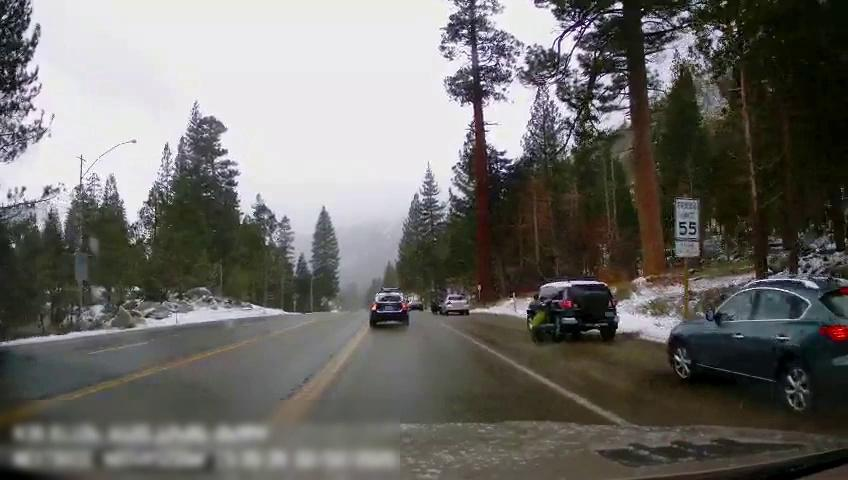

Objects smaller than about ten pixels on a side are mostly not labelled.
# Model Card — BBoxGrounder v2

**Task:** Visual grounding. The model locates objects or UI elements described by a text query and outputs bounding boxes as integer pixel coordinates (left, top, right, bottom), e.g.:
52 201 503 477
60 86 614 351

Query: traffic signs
674 198 700 240
674 240 701 258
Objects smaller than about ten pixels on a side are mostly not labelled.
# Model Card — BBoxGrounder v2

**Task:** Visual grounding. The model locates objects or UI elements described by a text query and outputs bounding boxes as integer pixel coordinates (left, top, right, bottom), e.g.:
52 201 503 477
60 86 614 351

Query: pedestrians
529 307 549 344
430 300 442 315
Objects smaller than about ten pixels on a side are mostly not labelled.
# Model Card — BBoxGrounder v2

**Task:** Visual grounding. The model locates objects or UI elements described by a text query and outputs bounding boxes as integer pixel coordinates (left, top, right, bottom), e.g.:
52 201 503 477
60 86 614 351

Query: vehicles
664 273 848 417
439 294 470 316
406 299 424 312
369 286 410 327
525 281 619 343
